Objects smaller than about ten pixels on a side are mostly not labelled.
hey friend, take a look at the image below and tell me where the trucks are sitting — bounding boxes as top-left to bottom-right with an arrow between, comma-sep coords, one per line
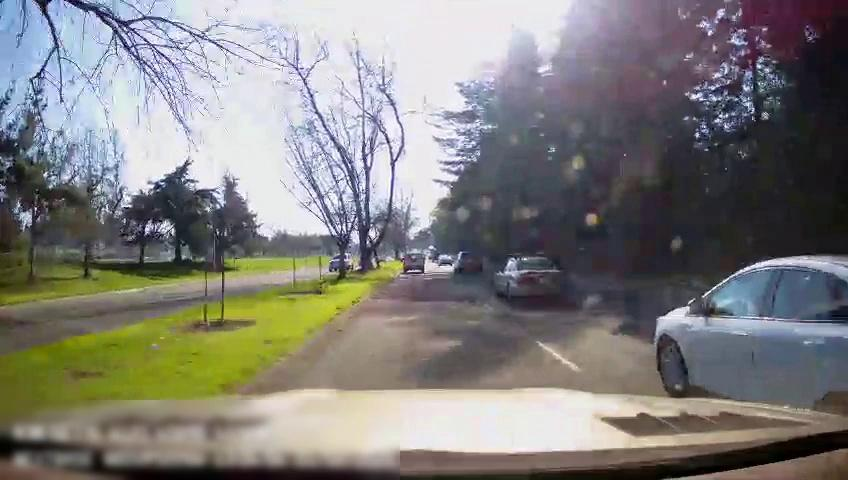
401,253 -> 425,276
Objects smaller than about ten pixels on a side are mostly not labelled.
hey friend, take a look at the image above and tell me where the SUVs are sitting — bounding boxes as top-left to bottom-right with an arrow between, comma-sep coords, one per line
452,249 -> 484,275
328,252 -> 354,273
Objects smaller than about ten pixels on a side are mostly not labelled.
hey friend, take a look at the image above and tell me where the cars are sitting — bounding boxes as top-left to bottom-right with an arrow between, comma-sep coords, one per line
653,254 -> 848,416
494,255 -> 564,303
438,253 -> 453,266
